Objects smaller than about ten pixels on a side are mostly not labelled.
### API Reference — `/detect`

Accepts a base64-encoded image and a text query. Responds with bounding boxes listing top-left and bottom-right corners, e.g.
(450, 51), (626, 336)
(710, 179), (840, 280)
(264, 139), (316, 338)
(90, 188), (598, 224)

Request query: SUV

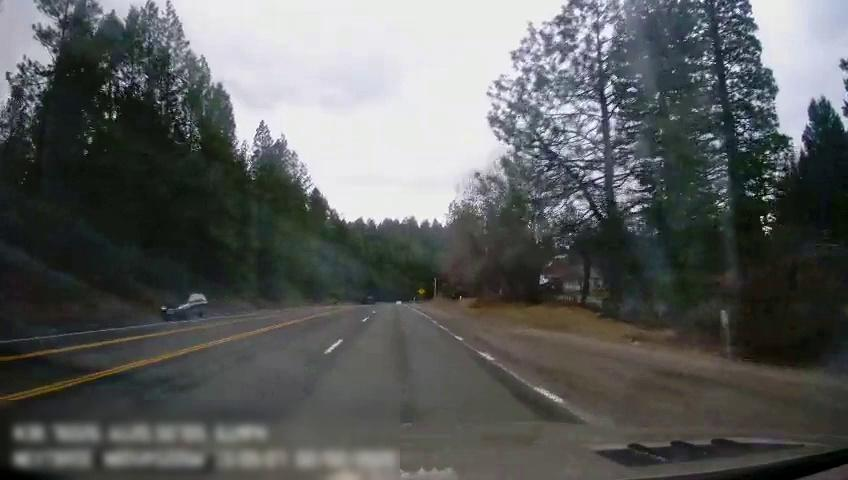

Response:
(159, 292), (209, 322)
